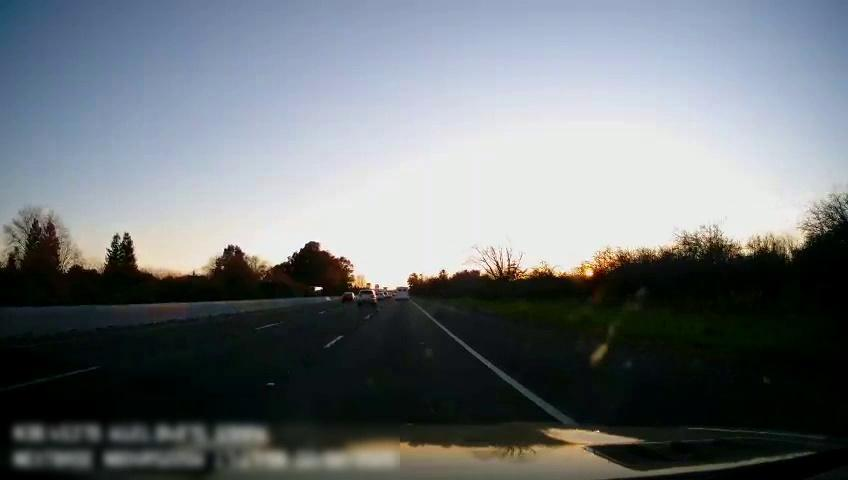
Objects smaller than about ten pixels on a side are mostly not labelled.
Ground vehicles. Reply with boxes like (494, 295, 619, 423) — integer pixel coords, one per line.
(356, 289, 377, 307)
(341, 291, 356, 303)
(306, 285, 324, 296)
(376, 292, 385, 301)
(395, 286, 410, 301)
